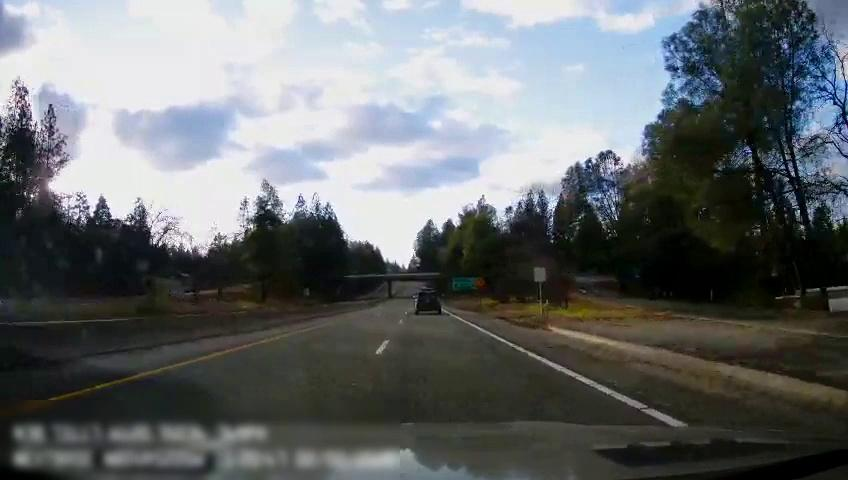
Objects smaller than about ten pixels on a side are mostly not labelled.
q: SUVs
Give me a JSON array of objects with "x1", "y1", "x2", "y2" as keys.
[{"x1": 412, "y1": 287, "x2": 442, "y2": 315}]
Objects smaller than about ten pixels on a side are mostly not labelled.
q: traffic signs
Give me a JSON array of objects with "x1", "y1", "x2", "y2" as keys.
[
  {"x1": 452, "y1": 277, "x2": 481, "y2": 290},
  {"x1": 475, "y1": 278, "x2": 486, "y2": 290},
  {"x1": 533, "y1": 266, "x2": 547, "y2": 282}
]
